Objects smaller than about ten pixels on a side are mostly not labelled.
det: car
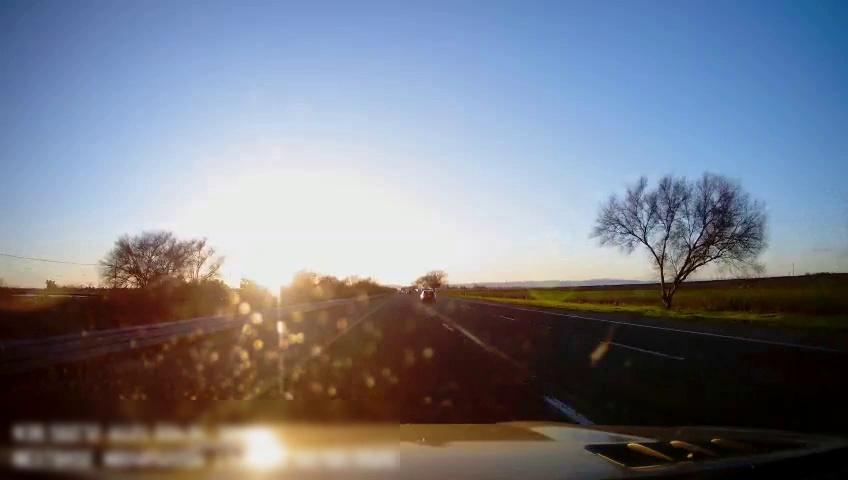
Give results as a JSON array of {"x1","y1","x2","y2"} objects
[{"x1": 421, "y1": 290, "x2": 436, "y2": 303}]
